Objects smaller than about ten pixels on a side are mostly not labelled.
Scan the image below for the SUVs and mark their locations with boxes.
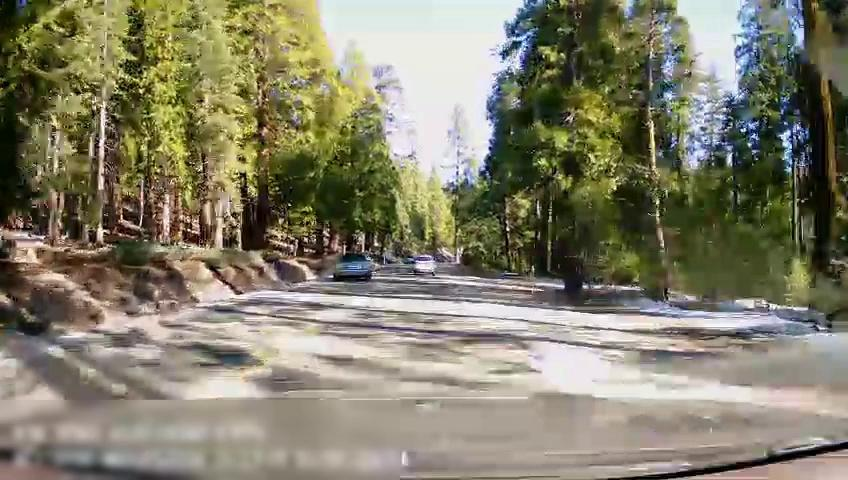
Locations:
[413,254,437,276]
[334,254,372,282]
